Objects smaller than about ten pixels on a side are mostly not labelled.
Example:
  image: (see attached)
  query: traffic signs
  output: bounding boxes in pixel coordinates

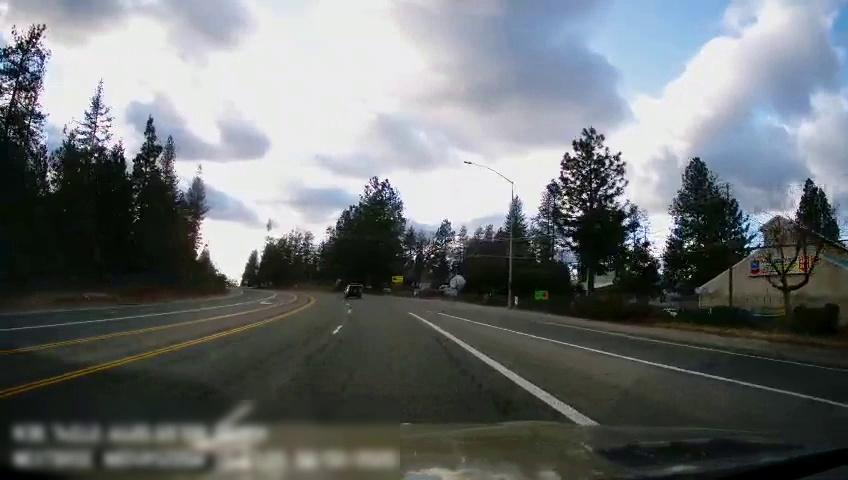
[391,275,405,284]
[534,291,549,300]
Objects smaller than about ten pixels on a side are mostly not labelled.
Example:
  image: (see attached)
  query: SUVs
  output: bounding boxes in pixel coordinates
[343,284,363,299]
